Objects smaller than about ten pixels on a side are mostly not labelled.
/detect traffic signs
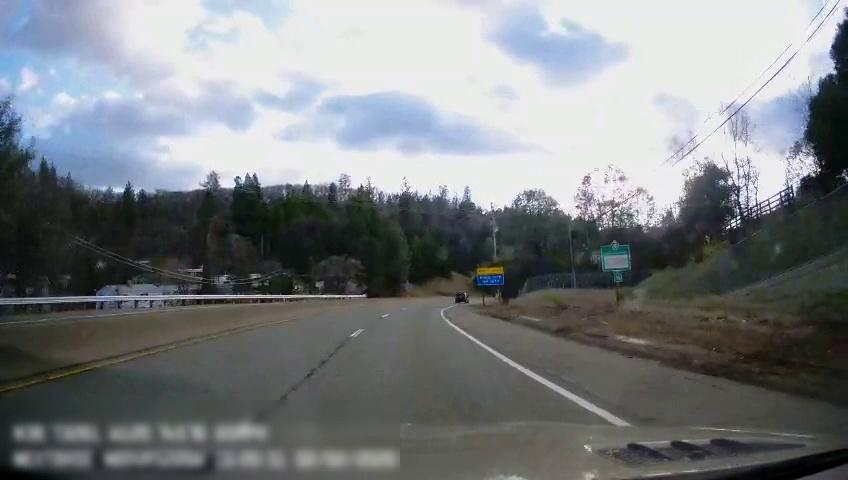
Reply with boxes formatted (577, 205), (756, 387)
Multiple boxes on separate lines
(477, 274), (505, 286)
(477, 267), (504, 275)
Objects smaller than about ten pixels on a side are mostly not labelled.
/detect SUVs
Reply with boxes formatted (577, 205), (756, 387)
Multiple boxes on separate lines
(455, 292), (470, 304)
